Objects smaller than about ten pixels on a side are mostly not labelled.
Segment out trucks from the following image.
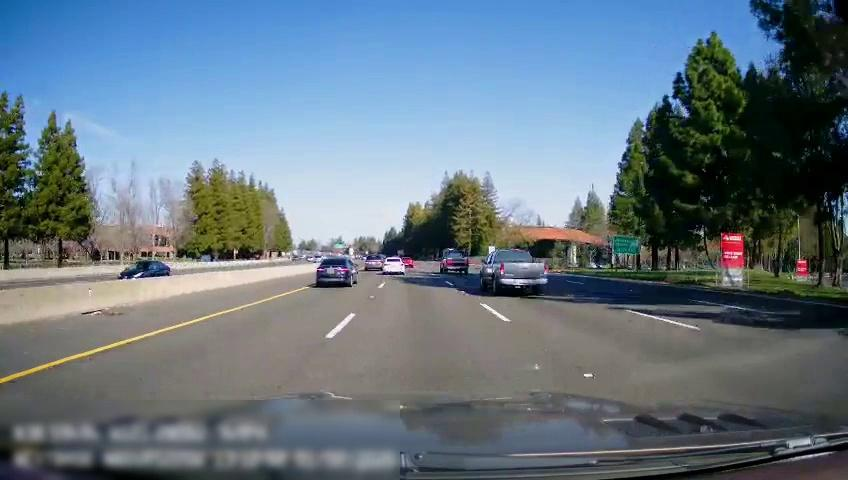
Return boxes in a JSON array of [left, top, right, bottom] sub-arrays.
[[439, 247, 470, 276], [478, 249, 551, 296]]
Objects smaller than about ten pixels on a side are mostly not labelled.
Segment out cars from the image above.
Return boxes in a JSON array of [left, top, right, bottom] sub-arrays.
[[381, 257, 405, 276], [118, 260, 171, 281], [400, 256, 416, 269], [316, 256, 359, 288]]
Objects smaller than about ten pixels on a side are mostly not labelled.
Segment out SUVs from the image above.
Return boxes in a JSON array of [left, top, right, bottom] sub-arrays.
[[364, 254, 383, 271]]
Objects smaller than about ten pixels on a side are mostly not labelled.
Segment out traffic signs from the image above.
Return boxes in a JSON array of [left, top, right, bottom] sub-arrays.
[[612, 235, 641, 256]]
